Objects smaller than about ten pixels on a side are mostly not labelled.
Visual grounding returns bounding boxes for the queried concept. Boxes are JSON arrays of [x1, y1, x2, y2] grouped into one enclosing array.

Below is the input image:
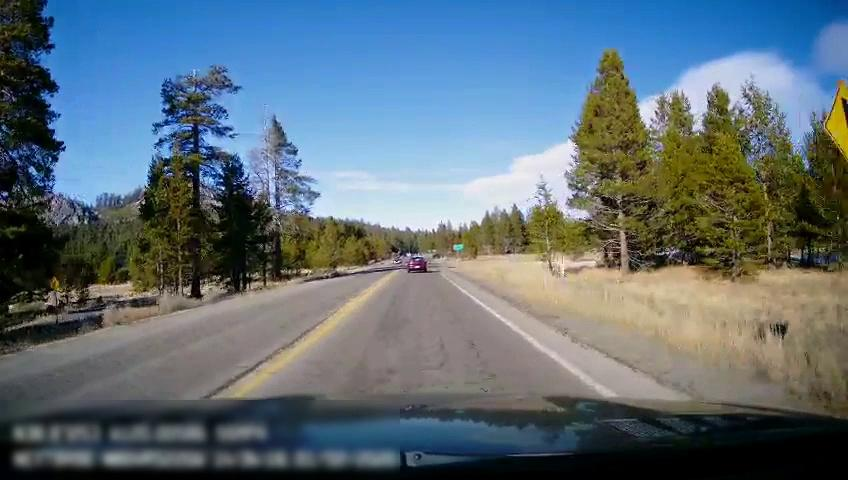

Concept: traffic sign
[[824, 81, 848, 162]]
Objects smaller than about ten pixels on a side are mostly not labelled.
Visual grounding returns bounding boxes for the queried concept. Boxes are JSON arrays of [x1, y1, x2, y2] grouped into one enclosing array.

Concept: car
[[406, 256, 427, 274]]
